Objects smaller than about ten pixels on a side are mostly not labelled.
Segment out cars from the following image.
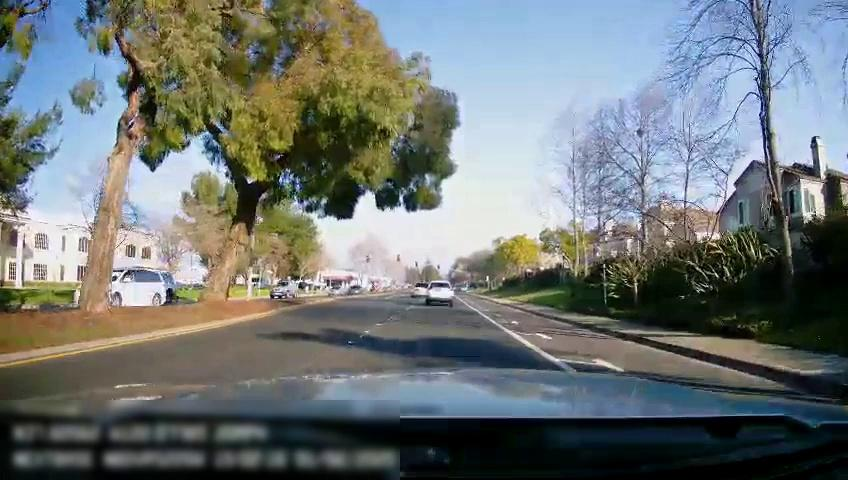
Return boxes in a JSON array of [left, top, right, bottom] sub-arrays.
[[346, 284, 367, 296]]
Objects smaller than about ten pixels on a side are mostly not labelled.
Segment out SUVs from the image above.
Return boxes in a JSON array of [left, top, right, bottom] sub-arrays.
[[424, 281, 454, 306], [270, 280, 298, 300], [72, 267, 177, 307], [408, 280, 430, 300]]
